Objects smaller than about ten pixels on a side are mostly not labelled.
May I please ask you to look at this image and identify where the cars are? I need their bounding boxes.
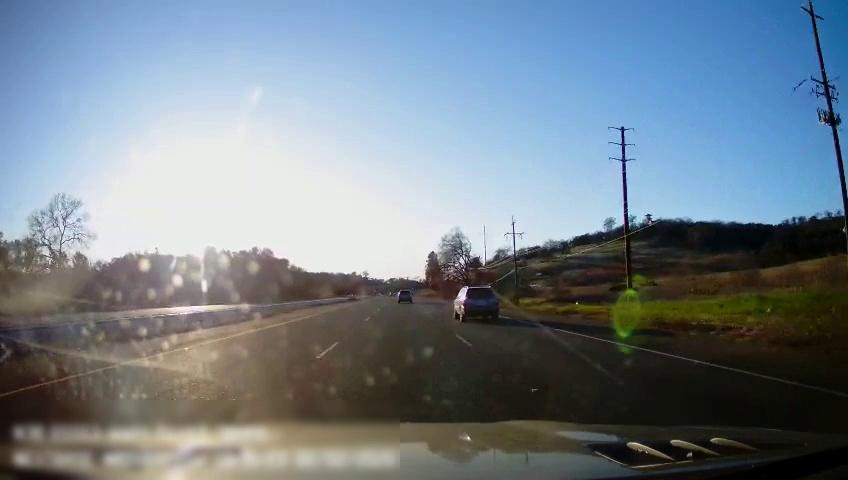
[398,289,412,304]
[453,286,501,322]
